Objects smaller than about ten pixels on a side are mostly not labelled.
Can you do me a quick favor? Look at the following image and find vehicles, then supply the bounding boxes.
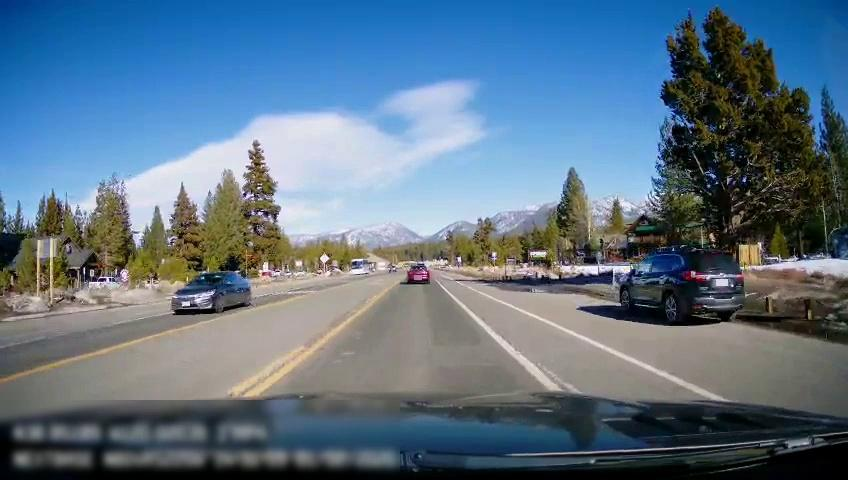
[406,264,431,285]
[350,258,369,276]
[388,265,399,273]
[89,276,119,289]
[171,270,256,315]
[617,247,745,325]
